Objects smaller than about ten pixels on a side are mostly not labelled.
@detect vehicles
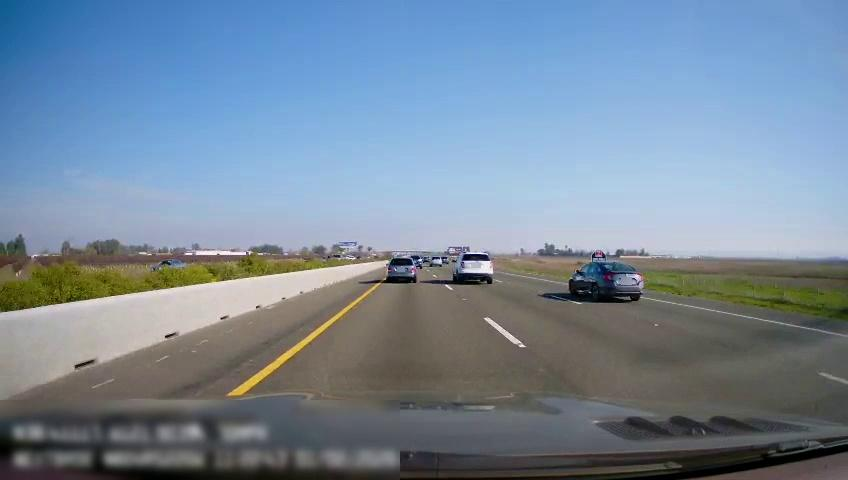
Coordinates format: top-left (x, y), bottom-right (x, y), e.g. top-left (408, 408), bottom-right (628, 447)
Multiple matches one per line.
top-left (386, 256), bottom-right (417, 282)
top-left (428, 255), bottom-right (443, 267)
top-left (410, 254), bottom-right (424, 268)
top-left (567, 261), bottom-right (645, 304)
top-left (451, 253), bottom-right (494, 285)
top-left (150, 258), bottom-right (187, 272)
